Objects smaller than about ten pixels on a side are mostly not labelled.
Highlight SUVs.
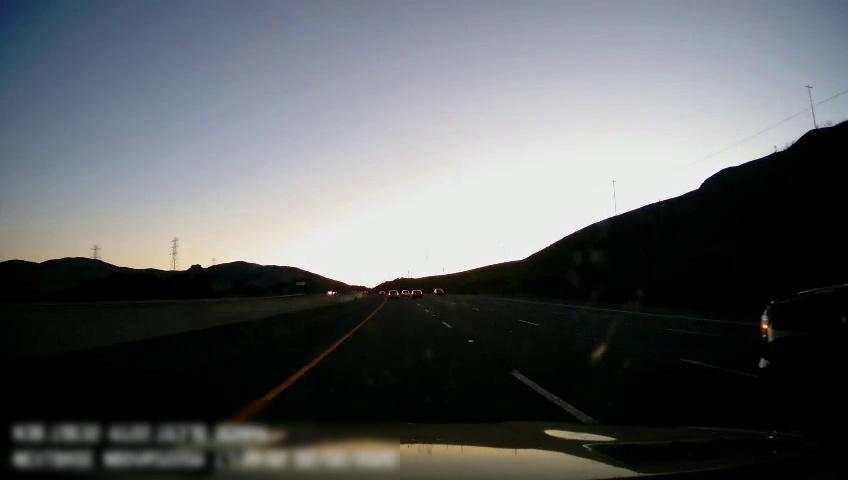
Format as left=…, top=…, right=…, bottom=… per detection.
left=751, top=281, right=848, bottom=435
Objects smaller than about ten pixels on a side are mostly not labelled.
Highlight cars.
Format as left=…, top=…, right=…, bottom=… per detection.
left=410, top=290, right=423, bottom=298
left=433, top=288, right=444, bottom=296
left=388, top=290, right=400, bottom=299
